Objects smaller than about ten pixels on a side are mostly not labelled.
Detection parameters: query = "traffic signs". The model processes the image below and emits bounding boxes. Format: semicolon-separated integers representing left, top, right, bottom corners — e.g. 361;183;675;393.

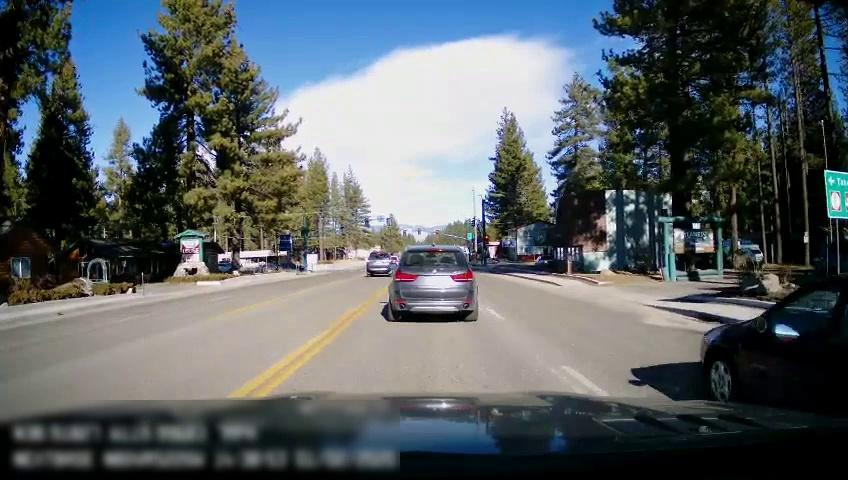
822;167;848;219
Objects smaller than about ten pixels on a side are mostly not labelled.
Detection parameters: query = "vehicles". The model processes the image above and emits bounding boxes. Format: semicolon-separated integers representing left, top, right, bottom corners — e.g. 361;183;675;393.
365;252;395;276
723;240;764;267
389;246;474;323
701;272;848;417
